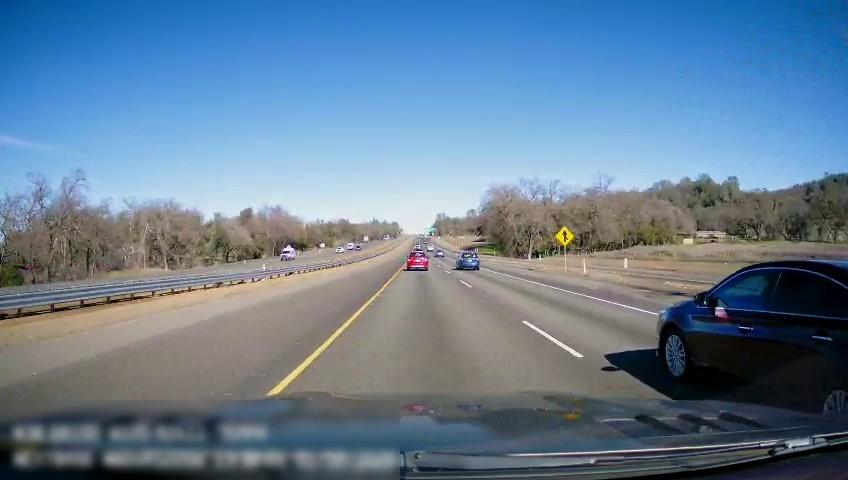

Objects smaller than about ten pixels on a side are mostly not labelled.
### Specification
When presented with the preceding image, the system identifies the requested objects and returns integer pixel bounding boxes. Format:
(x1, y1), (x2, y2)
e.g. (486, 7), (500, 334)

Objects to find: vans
(279, 247), (297, 261)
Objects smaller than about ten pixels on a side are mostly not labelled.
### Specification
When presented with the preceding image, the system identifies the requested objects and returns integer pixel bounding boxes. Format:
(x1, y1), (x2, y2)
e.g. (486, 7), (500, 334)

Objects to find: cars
(457, 252), (480, 270)
(654, 258), (848, 416)
(407, 253), (428, 270)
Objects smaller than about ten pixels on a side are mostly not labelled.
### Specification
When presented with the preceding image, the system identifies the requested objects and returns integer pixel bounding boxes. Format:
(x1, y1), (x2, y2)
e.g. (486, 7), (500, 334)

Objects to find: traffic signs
(555, 225), (574, 247)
